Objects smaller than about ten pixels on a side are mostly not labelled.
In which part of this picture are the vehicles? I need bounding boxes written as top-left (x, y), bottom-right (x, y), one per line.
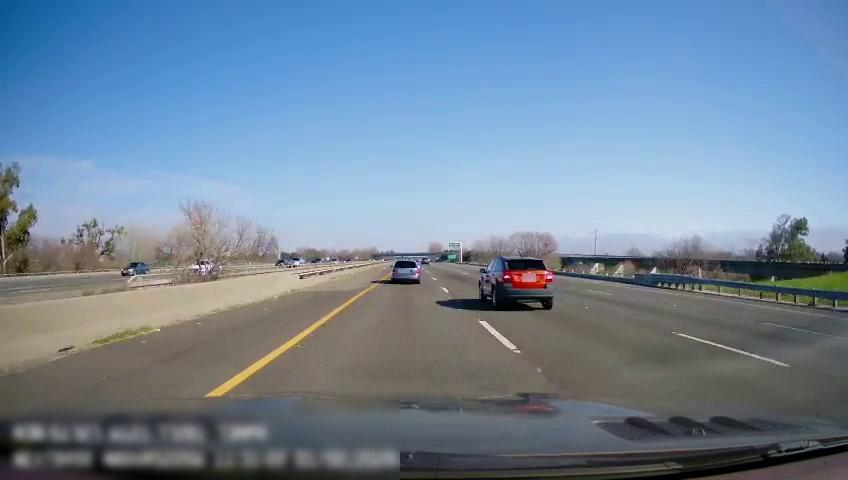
top-left (289, 258), bottom-right (305, 268)
top-left (477, 255), bottom-right (554, 312)
top-left (189, 258), bottom-right (222, 275)
top-left (420, 259), bottom-right (429, 268)
top-left (121, 261), bottom-right (151, 277)
top-left (390, 260), bottom-right (420, 284)
top-left (275, 260), bottom-right (290, 269)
